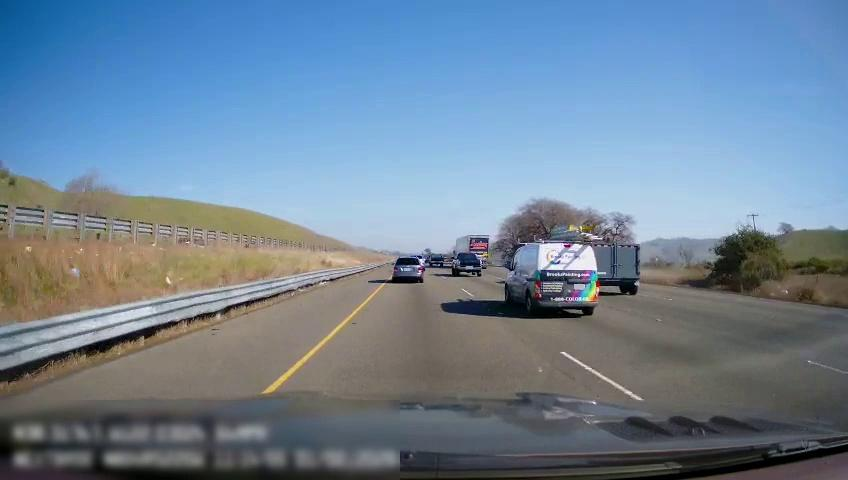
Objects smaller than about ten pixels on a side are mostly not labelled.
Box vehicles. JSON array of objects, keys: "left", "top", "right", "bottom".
[
  {"left": 391, "top": 257, "right": 424, "bottom": 284},
  {"left": 410, "top": 255, "right": 426, "bottom": 272},
  {"left": 450, "top": 252, "right": 483, "bottom": 277},
  {"left": 587, "top": 243, "right": 642, "bottom": 296},
  {"left": 451, "top": 234, "right": 490, "bottom": 270},
  {"left": 503, "top": 223, "right": 604, "bottom": 317},
  {"left": 429, "top": 254, "right": 444, "bottom": 267}
]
